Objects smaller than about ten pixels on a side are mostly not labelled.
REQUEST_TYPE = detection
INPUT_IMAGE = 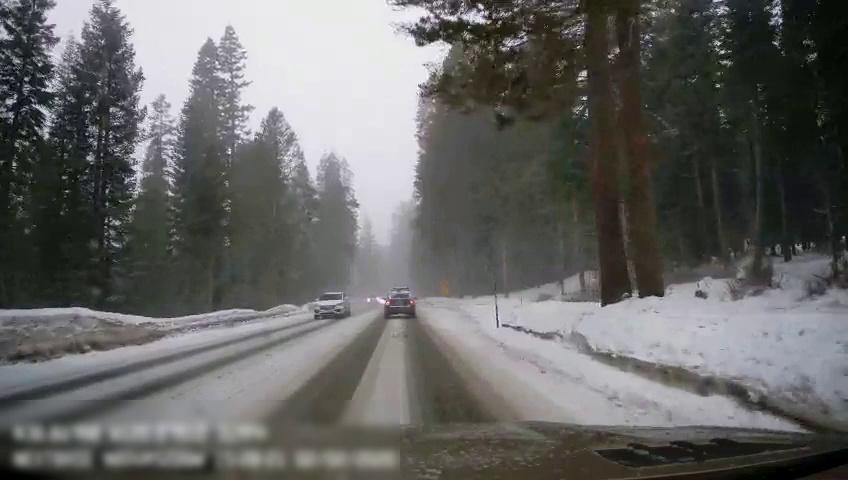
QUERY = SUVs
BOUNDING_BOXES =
[383,286,418,319]
[313,291,352,320]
